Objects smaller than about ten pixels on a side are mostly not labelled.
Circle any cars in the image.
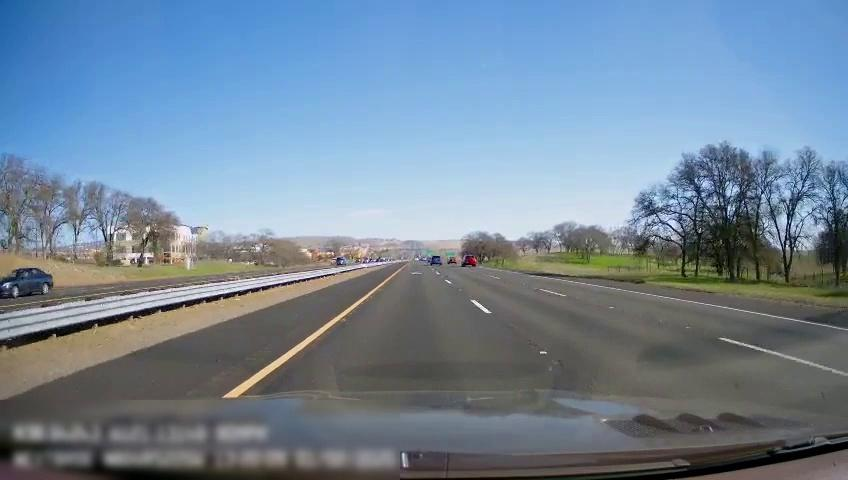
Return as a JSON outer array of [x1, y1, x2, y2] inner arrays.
[[461, 254, 477, 267], [430, 255, 442, 265], [0, 267, 53, 299]]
